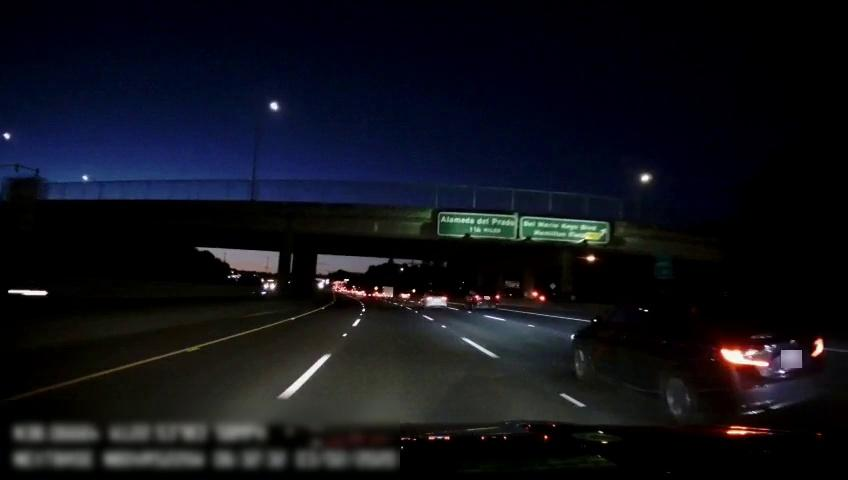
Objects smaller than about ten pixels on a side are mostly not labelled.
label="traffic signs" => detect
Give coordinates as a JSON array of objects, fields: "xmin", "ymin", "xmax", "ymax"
[
  {"xmin": 520, "ymin": 216, "xmax": 610, "ymax": 244},
  {"xmin": 654, "ymin": 251, "xmax": 676, "ymax": 279},
  {"xmin": 437, "ymin": 211, "xmax": 518, "ymax": 241}
]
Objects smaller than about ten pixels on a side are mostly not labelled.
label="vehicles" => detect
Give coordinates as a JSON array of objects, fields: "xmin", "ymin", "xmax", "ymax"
[
  {"xmin": 419, "ymin": 290, "xmax": 448, "ymax": 310},
  {"xmin": 569, "ymin": 291, "xmax": 829, "ymax": 425},
  {"xmin": 465, "ymin": 288, "xmax": 498, "ymax": 310},
  {"xmin": 6, "ymin": 281, "xmax": 72, "ymax": 299},
  {"xmin": 383, "ymin": 286, "xmax": 394, "ymax": 299}
]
